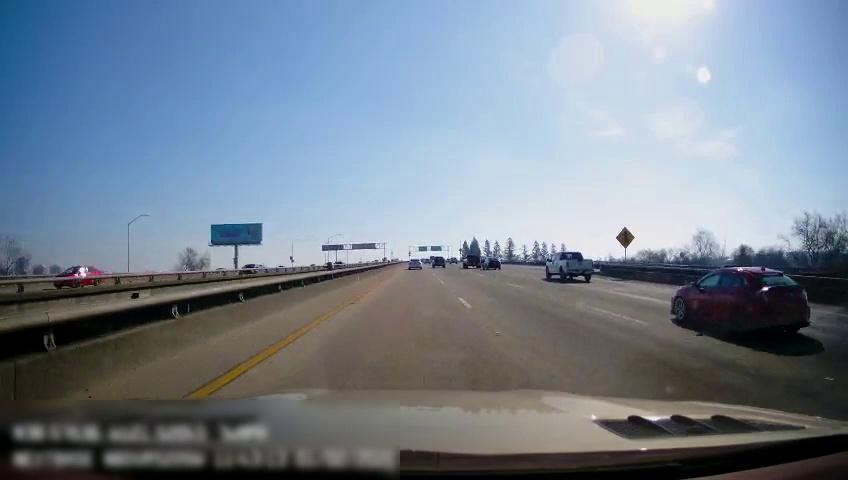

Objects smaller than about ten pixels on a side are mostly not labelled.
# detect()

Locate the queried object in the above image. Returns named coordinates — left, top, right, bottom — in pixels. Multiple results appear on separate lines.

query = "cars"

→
left=53, top=264, right=106, bottom=290
left=483, top=258, right=501, bottom=270
left=670, top=267, right=811, bottom=340
left=408, top=259, right=423, bottom=270
left=239, top=264, right=268, bottom=275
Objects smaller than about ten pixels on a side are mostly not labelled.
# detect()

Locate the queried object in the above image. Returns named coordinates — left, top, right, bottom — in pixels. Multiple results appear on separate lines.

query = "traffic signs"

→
left=616, top=226, right=635, bottom=248
left=351, top=243, right=376, bottom=251
left=321, top=244, right=344, bottom=251
left=430, top=246, right=442, bottom=252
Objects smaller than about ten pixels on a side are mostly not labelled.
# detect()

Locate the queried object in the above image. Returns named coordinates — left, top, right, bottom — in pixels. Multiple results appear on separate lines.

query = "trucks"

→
left=432, top=257, right=445, bottom=268
left=463, top=255, right=481, bottom=269
left=544, top=252, right=596, bottom=282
